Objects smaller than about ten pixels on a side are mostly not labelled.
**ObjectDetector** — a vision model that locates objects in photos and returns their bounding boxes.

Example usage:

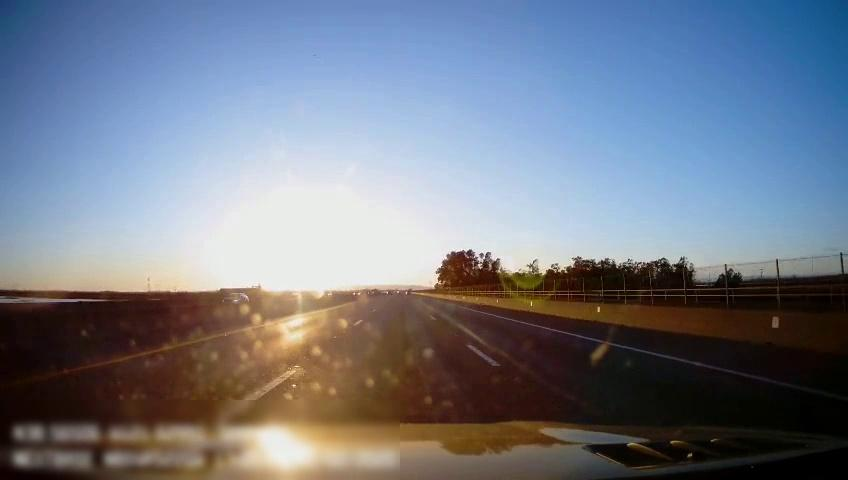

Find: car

[222,293,250,305]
